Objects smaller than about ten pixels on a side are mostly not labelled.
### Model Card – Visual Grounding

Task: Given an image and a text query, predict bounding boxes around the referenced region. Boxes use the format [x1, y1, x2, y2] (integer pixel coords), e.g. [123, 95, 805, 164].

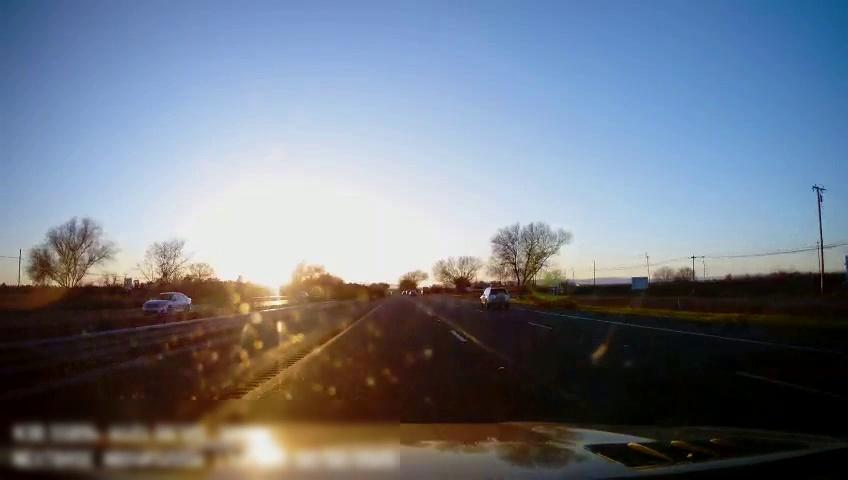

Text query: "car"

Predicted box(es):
[141, 291, 193, 317]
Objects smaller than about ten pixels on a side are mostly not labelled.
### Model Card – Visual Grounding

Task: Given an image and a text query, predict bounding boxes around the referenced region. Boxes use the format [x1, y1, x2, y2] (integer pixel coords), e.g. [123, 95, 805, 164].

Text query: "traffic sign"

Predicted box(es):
[630, 276, 650, 291]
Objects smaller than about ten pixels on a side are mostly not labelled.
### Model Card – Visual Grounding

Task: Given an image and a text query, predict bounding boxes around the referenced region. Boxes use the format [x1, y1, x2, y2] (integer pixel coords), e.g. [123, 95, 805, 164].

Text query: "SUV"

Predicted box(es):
[480, 287, 510, 308]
